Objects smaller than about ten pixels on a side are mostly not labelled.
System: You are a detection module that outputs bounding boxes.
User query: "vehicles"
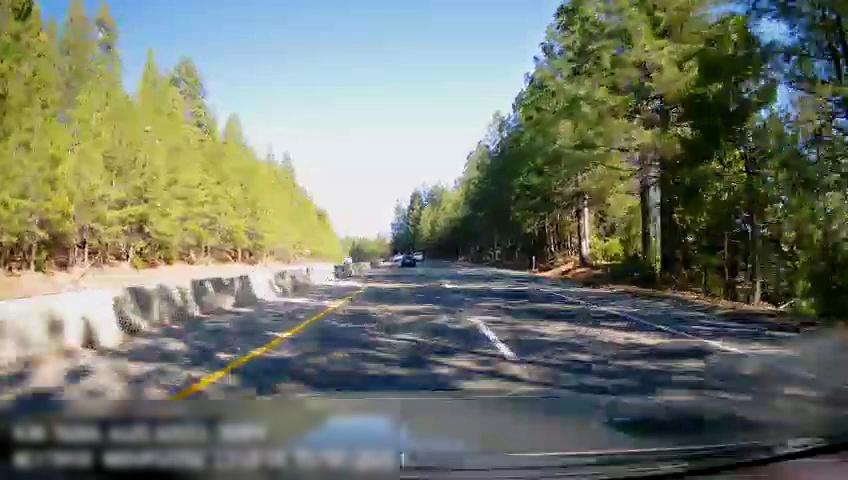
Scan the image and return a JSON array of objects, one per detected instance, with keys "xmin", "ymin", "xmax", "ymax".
[
  {"xmin": 400, "ymin": 255, "xmax": 416, "ymax": 267},
  {"xmin": 412, "ymin": 252, "xmax": 424, "ymax": 262}
]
